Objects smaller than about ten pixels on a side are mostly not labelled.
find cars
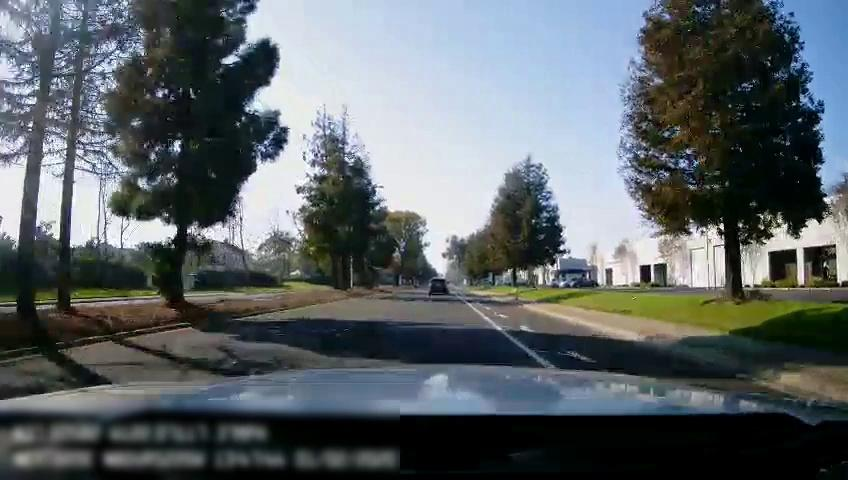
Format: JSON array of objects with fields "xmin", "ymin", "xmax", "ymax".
[
  {"xmin": 569, "ymin": 278, "xmax": 599, "ymax": 289},
  {"xmin": 558, "ymin": 278, "xmax": 582, "ymax": 289}
]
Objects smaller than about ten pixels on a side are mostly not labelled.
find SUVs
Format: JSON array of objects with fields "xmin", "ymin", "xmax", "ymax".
[{"xmin": 428, "ymin": 277, "xmax": 449, "ymax": 297}]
